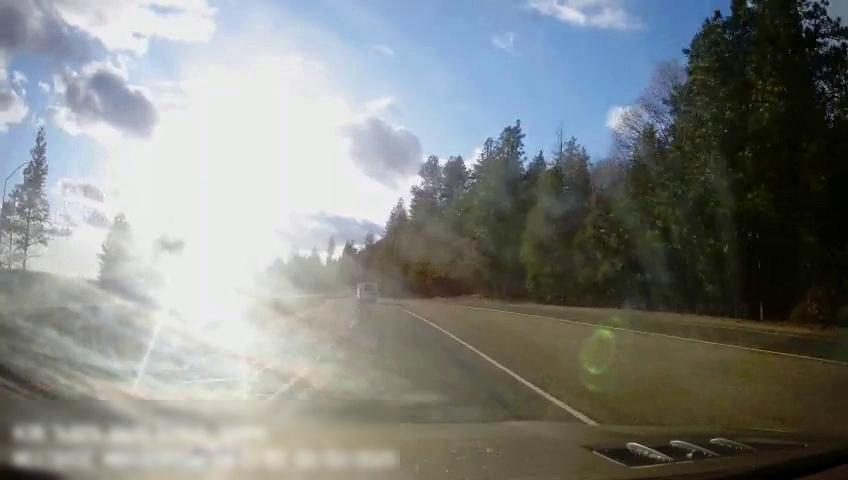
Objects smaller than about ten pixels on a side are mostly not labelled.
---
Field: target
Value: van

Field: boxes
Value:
[356,281,378,303]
